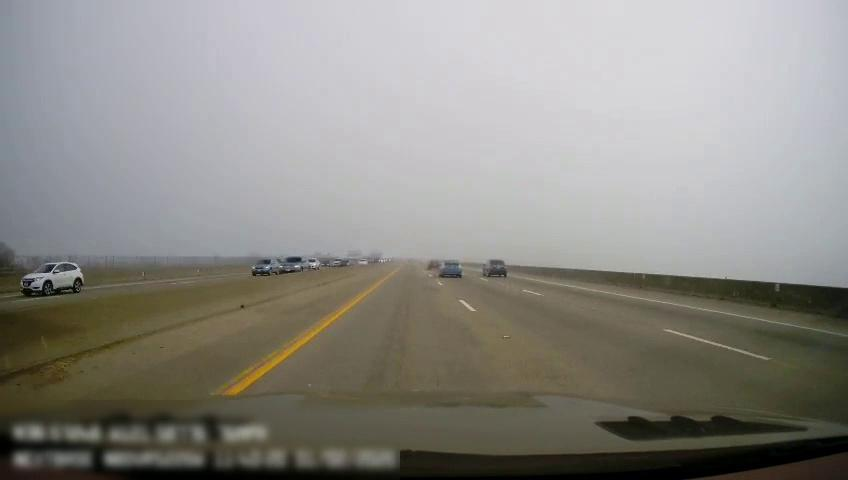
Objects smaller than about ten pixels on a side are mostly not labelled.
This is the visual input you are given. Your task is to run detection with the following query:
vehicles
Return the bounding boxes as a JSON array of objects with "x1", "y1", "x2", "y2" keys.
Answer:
[
  {"x1": 319, "y1": 260, "x2": 332, "y2": 268},
  {"x1": 277, "y1": 255, "x2": 311, "y2": 275},
  {"x1": 18, "y1": 261, "x2": 85, "y2": 297},
  {"x1": 357, "y1": 258, "x2": 369, "y2": 266},
  {"x1": 481, "y1": 259, "x2": 508, "y2": 278},
  {"x1": 329, "y1": 258, "x2": 344, "y2": 267},
  {"x1": 427, "y1": 259, "x2": 440, "y2": 270},
  {"x1": 438, "y1": 259, "x2": 464, "y2": 278},
  {"x1": 251, "y1": 257, "x2": 282, "y2": 277},
  {"x1": 305, "y1": 257, "x2": 322, "y2": 271},
  {"x1": 339, "y1": 259, "x2": 353, "y2": 267}
]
